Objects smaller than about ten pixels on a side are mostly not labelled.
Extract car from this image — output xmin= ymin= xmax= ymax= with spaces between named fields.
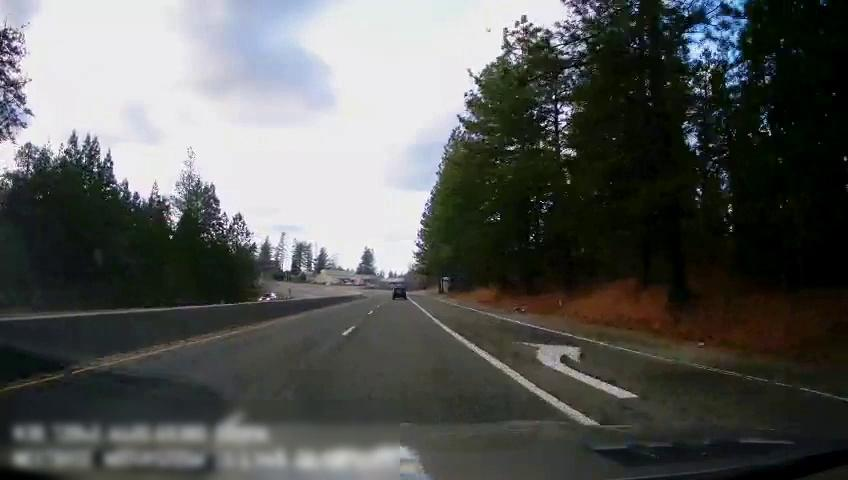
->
xmin=258 ymin=293 xmax=277 ymax=302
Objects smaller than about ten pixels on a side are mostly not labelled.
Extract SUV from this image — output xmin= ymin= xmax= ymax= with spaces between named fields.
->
xmin=391 ymin=286 xmax=407 ymax=301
